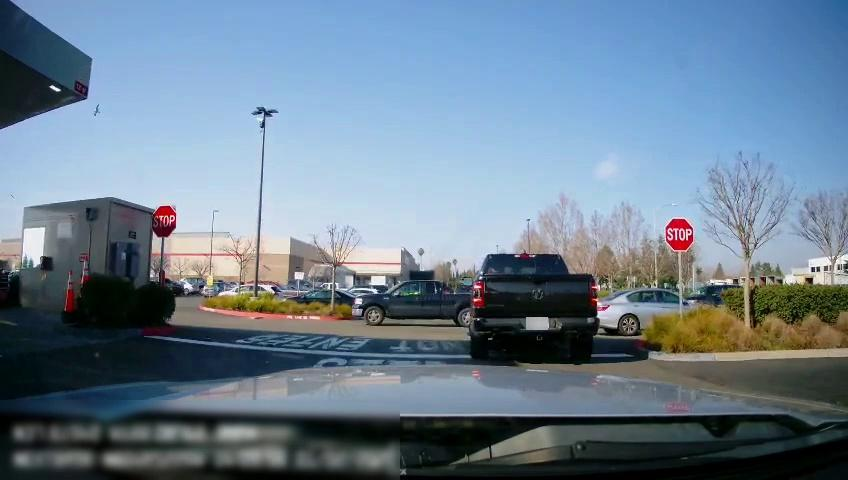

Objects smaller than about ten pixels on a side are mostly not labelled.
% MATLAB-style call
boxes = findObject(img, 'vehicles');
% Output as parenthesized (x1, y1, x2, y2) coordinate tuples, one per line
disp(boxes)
(337, 288, 380, 296)
(217, 282, 283, 298)
(175, 279, 197, 297)
(597, 285, 697, 336)
(318, 282, 342, 291)
(305, 262, 357, 291)
(288, 286, 357, 310)
(469, 251, 601, 362)
(351, 279, 471, 328)
(684, 285, 745, 308)
(353, 284, 391, 295)
(163, 277, 184, 297)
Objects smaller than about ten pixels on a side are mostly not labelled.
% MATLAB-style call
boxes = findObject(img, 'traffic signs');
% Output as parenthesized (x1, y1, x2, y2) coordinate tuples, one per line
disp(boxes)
(661, 216, 696, 251)
(150, 203, 178, 239)
(206, 277, 214, 289)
